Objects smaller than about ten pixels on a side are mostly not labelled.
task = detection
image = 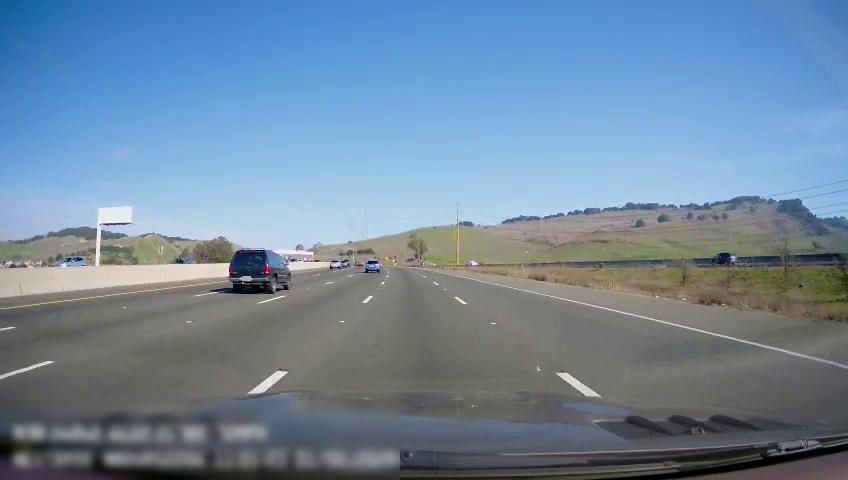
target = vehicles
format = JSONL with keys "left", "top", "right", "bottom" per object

{"left": 55, "top": 256, "right": 88, "bottom": 269}
{"left": 171, "top": 256, "right": 193, "bottom": 265}
{"left": 227, "top": 247, "right": 292, "bottom": 294}
{"left": 713, "top": 252, "right": 737, "bottom": 266}
{"left": 365, "top": 259, "right": 381, "bottom": 273}
{"left": 466, "top": 260, "right": 478, "bottom": 267}
{"left": 329, "top": 260, "right": 342, "bottom": 270}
